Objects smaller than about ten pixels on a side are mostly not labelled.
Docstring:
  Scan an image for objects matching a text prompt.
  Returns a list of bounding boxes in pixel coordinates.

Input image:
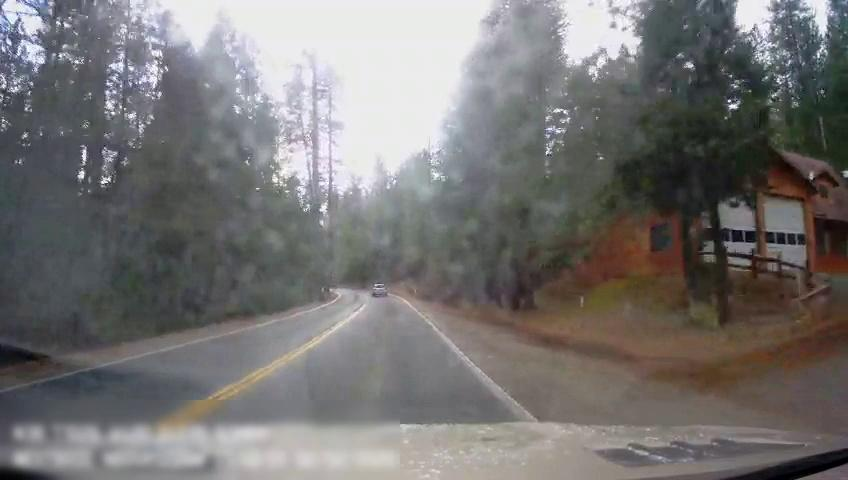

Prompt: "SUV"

[372,283,387,297]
